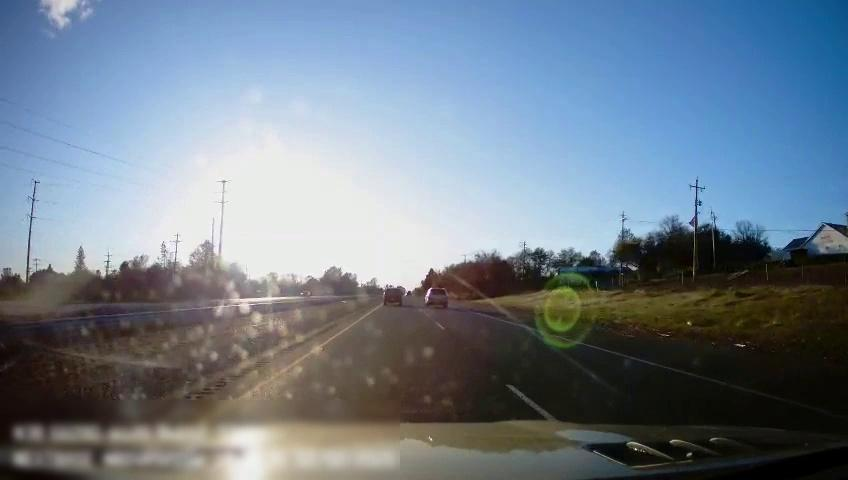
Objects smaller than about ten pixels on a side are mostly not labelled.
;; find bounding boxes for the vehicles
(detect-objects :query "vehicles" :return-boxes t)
[300,291,311,297]
[425,288,448,307]
[384,287,404,305]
